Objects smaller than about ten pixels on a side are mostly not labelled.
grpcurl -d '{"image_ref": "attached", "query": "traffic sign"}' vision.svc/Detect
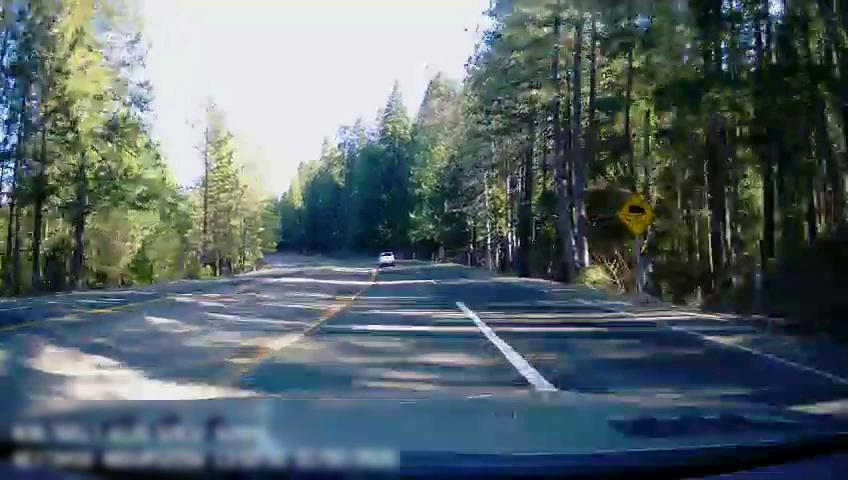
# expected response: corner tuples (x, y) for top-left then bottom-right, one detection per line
(617, 192), (656, 239)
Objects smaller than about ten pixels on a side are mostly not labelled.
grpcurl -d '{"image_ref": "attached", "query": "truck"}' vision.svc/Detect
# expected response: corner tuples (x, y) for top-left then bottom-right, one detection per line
(378, 251), (396, 268)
